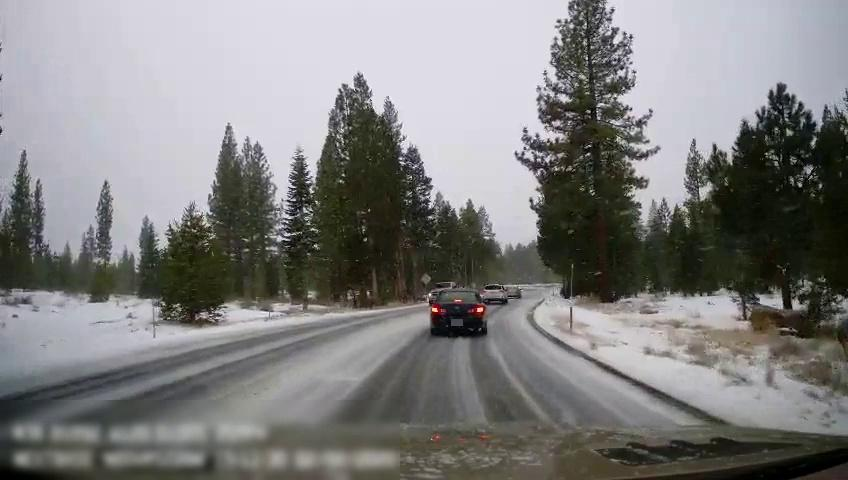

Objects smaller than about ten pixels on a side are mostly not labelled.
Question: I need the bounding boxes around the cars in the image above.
[505,286,521,299]
[430,289,488,335]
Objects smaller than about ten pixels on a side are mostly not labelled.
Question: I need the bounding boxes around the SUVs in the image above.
[482,284,509,304]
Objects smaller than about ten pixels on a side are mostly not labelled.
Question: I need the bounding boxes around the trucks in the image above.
[428,282,465,305]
